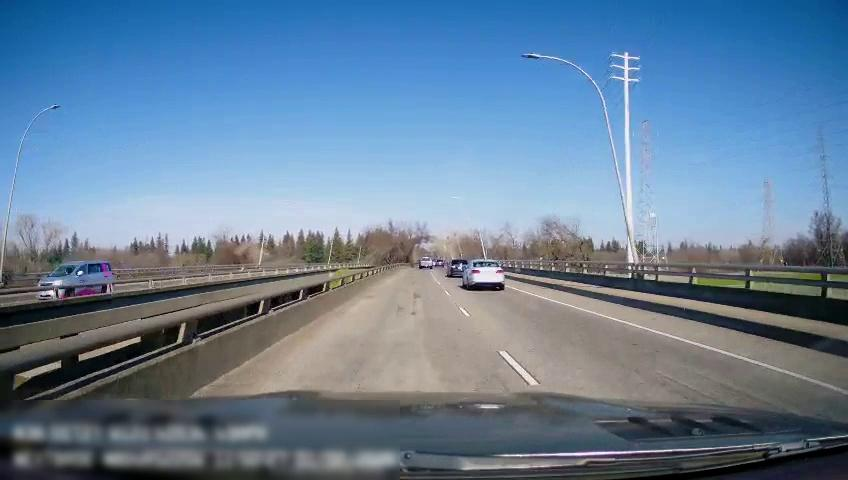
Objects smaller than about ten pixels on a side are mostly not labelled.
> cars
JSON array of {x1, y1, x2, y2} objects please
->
[
  {"x1": 447, "y1": 260, "x2": 467, "y2": 277},
  {"x1": 461, "y1": 259, "x2": 506, "y2": 292}
]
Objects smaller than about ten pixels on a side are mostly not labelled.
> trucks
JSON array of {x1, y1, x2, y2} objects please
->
[{"x1": 418, "y1": 256, "x2": 433, "y2": 269}]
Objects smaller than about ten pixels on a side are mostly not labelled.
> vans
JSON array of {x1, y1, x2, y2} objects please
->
[{"x1": 36, "y1": 260, "x2": 114, "y2": 301}]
